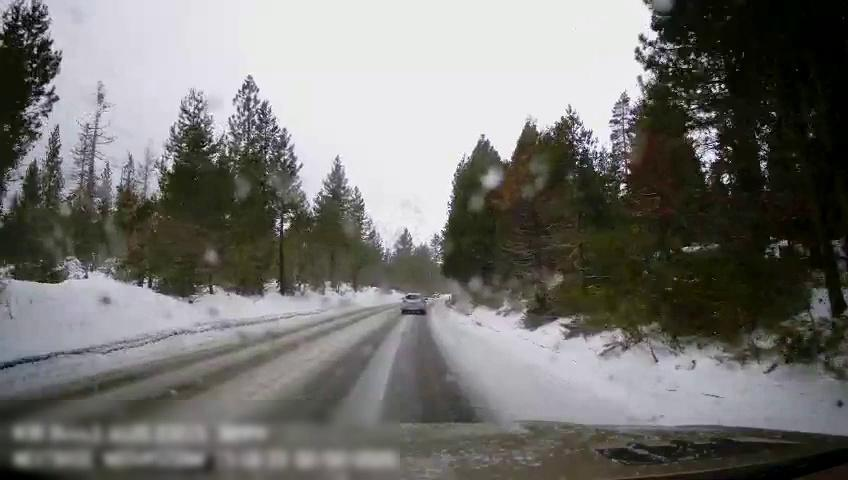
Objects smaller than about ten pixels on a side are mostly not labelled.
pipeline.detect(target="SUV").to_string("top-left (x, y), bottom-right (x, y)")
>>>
top-left (401, 293), bottom-right (429, 315)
